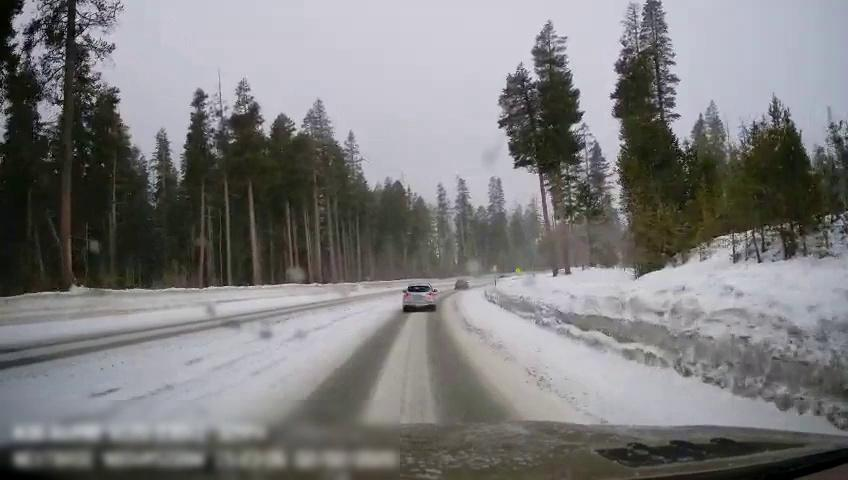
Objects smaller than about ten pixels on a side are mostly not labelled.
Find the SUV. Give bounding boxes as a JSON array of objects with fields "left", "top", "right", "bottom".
[{"left": 401, "top": 282, "right": 440, "bottom": 313}]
